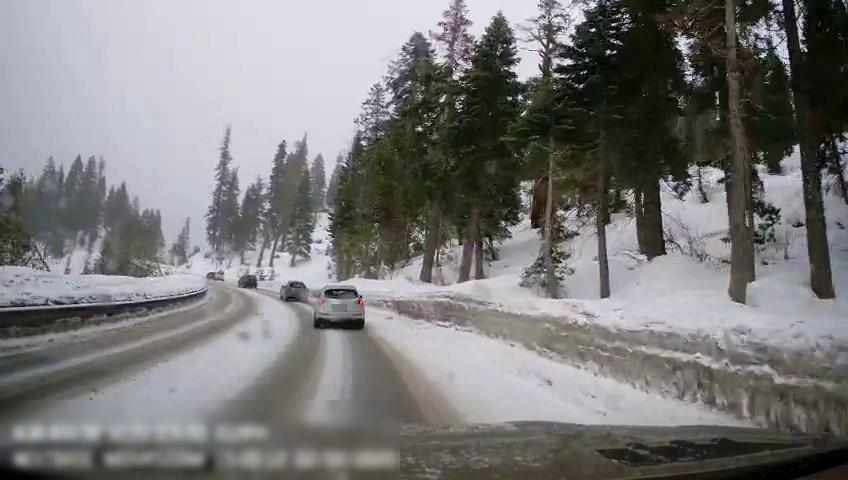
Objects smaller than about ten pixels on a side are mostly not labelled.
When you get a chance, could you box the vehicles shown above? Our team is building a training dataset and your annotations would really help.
[279,280,311,303]
[206,271,213,280]
[237,274,258,289]
[213,271,225,281]
[314,284,365,331]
